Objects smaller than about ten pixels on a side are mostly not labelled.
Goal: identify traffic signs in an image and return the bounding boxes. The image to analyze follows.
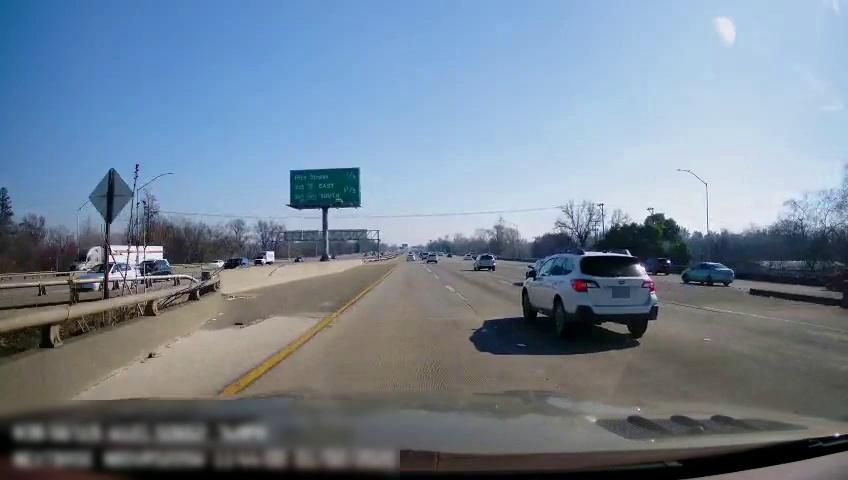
[282,229,302,242]
[88,169,134,223]
[288,167,361,204]
[329,229,369,242]
[301,229,319,242]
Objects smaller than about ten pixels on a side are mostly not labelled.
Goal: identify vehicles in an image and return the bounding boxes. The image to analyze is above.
[525,256,552,280]
[822,268,848,291]
[473,254,497,272]
[138,259,172,285]
[76,262,139,292]
[253,250,275,267]
[643,257,673,276]
[679,261,735,288]
[426,253,438,263]
[70,244,170,275]
[222,257,250,270]
[521,246,659,340]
